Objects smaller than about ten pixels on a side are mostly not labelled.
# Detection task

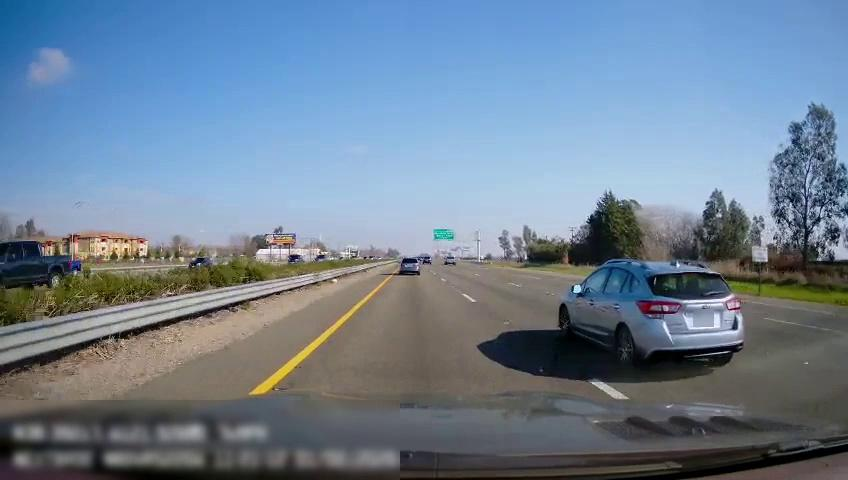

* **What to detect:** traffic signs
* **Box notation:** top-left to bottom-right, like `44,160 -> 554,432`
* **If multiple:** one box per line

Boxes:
751,245 -> 769,262
432,228 -> 456,241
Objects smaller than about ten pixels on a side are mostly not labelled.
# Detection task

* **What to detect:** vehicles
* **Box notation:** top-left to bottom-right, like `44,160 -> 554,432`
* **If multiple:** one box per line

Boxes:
557,258 -> 745,370
187,257 -> 214,271
0,240 -> 74,292
287,254 -> 305,265
314,254 -> 331,265
70,260 -> 83,272
398,257 -> 421,276
444,255 -> 457,266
